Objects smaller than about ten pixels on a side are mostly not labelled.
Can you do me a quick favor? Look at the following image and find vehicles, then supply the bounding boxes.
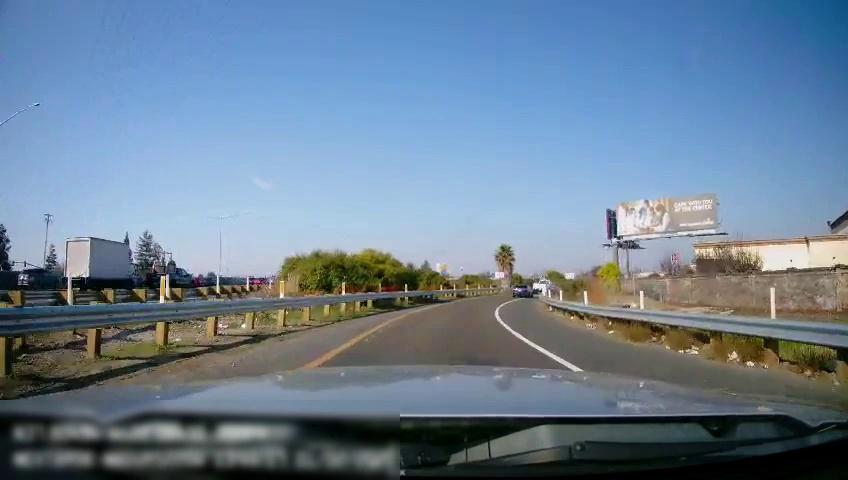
[144,267,197,288]
[17,269,61,290]
[532,280,550,293]
[512,284,534,299]
[63,237,133,290]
